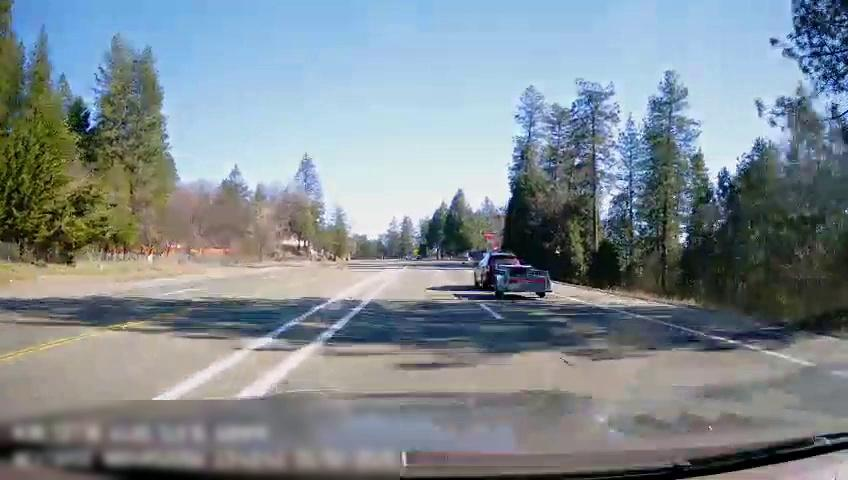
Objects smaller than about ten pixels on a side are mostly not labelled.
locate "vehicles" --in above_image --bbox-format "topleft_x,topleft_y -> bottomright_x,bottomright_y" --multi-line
473,251 -> 522,291
495,263 -> 553,298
